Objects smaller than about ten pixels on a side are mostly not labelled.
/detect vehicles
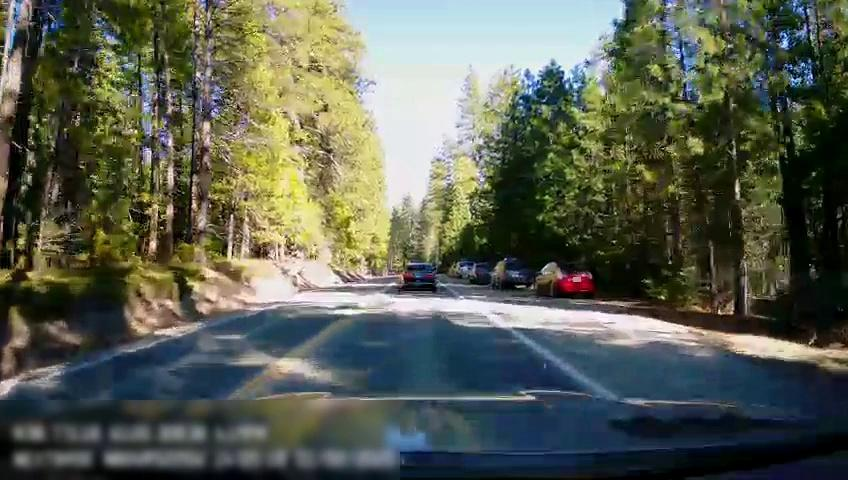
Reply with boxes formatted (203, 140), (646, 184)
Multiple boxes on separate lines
(488, 256), (534, 290)
(464, 262), (495, 284)
(447, 263), (460, 277)
(454, 260), (476, 279)
(534, 259), (595, 299)
(400, 262), (438, 289)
